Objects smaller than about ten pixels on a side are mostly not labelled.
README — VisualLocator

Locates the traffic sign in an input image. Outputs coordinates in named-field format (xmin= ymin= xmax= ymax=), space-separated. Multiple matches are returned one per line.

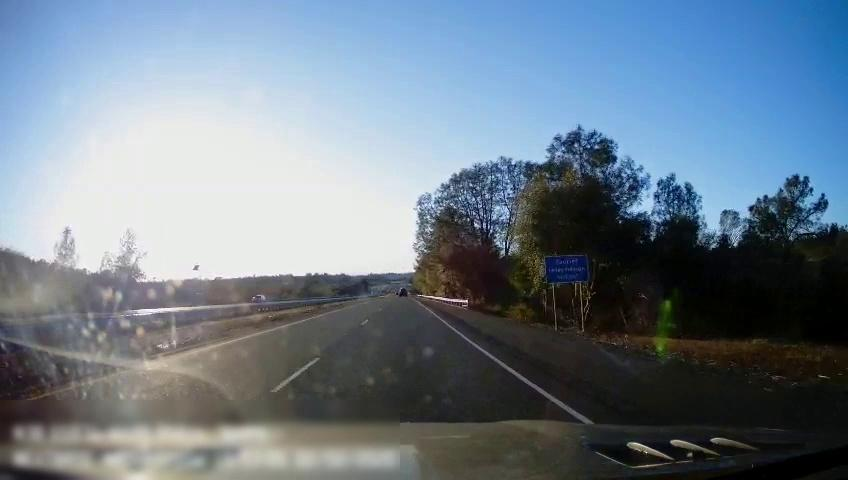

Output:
xmin=544 ymin=255 xmax=590 ymax=284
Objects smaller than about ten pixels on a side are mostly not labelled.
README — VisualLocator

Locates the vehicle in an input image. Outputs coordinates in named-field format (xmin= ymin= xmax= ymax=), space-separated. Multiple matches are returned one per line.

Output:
xmin=252 ymin=295 xmax=266 ymax=304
